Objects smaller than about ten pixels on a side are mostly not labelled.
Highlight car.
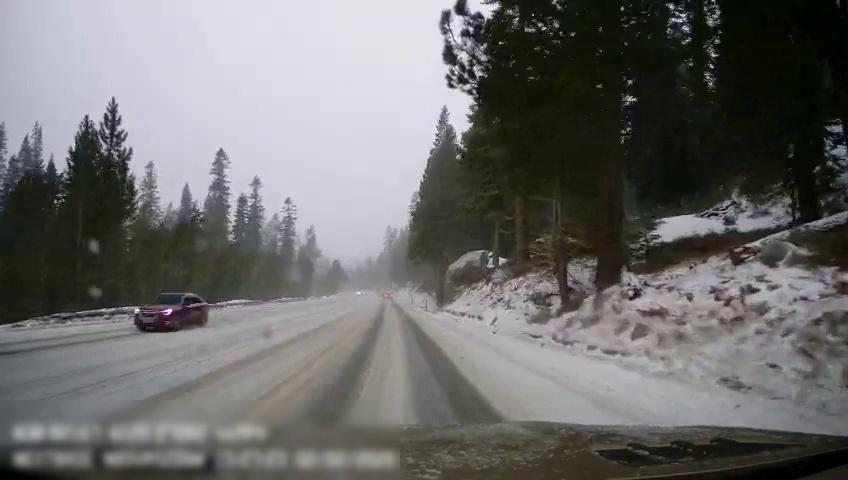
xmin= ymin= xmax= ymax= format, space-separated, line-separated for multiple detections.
xmin=133 ymin=291 xmax=210 ymax=332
